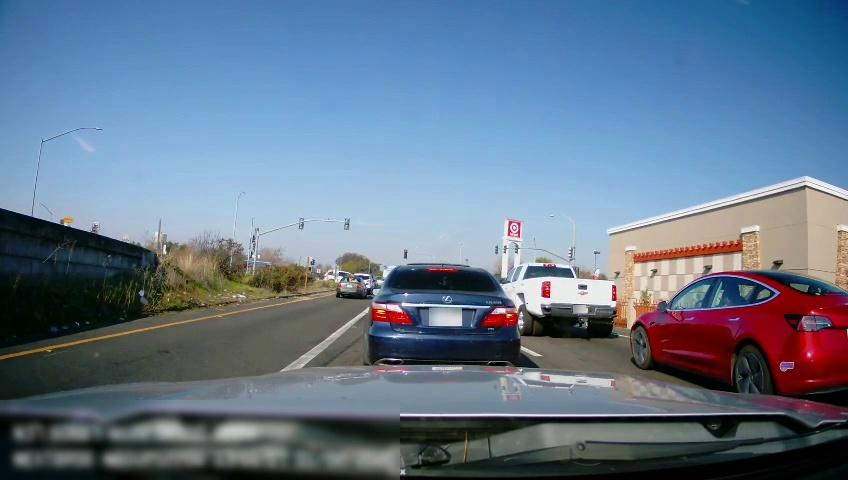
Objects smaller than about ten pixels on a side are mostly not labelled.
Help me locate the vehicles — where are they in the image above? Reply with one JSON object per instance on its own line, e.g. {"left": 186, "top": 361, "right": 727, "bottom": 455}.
{"left": 492, "top": 262, "right": 618, "bottom": 337}
{"left": 361, "top": 262, "right": 522, "bottom": 367}
{"left": 353, "top": 272, "right": 376, "bottom": 296}
{"left": 322, "top": 269, "right": 350, "bottom": 284}
{"left": 336, "top": 274, "right": 370, "bottom": 300}
{"left": 628, "top": 267, "right": 848, "bottom": 408}
{"left": 382, "top": 263, "right": 403, "bottom": 288}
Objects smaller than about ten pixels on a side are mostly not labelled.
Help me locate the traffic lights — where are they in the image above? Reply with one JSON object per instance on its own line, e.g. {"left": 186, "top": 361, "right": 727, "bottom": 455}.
{"left": 494, "top": 244, "right": 499, "bottom": 255}
{"left": 513, "top": 242, "right": 519, "bottom": 256}
{"left": 343, "top": 217, "right": 350, "bottom": 231}
{"left": 403, "top": 248, "right": 408, "bottom": 260}
{"left": 502, "top": 243, "right": 507, "bottom": 255}
{"left": 297, "top": 217, "right": 305, "bottom": 230}
{"left": 567, "top": 247, "right": 573, "bottom": 261}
